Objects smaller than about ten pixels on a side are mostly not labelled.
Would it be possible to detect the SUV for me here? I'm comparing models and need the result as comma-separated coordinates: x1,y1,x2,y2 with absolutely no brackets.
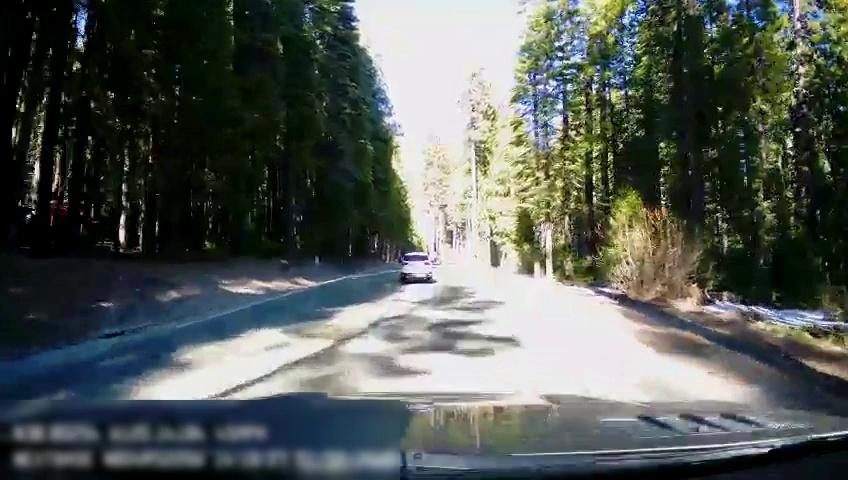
399,252,437,285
